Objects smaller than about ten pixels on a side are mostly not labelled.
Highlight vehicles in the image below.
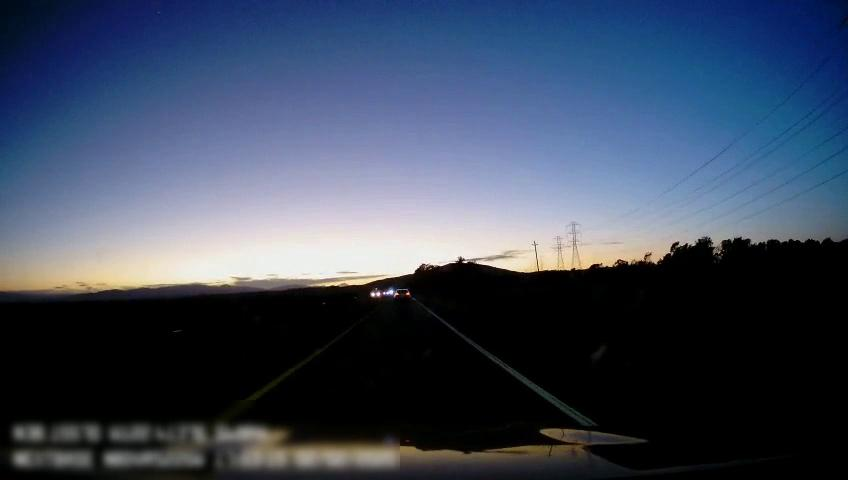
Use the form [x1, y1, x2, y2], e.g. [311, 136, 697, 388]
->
[369, 289, 383, 299]
[394, 288, 412, 302]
